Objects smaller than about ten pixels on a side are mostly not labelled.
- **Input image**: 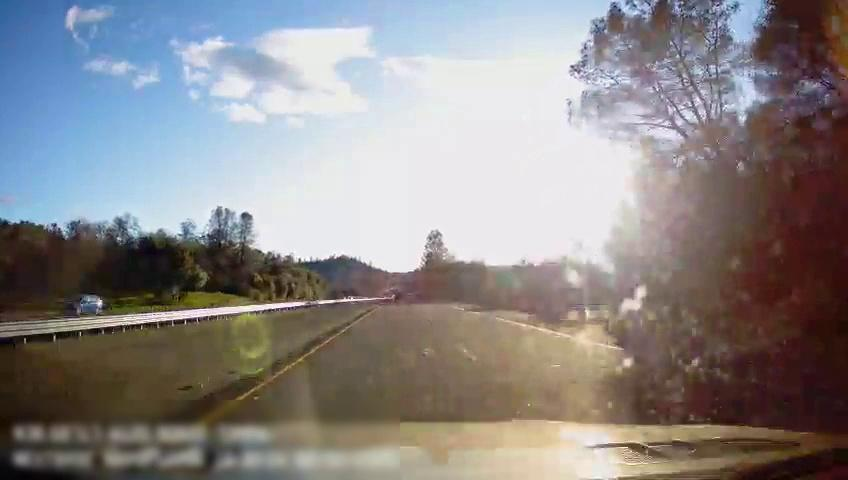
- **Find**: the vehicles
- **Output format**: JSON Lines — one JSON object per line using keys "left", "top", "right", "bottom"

{"left": 62, "top": 294, "right": 104, "bottom": 318}
{"left": 393, "top": 291, "right": 406, "bottom": 302}
{"left": 416, "top": 291, "right": 429, "bottom": 302}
